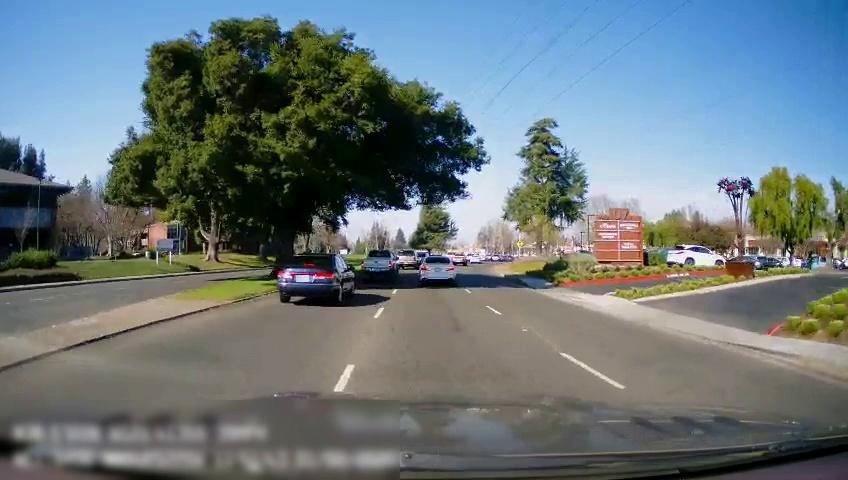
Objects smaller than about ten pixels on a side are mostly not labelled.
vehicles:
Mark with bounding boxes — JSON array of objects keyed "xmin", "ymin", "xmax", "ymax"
[
  {"xmin": 415, "ymin": 250, "xmax": 428, "ymax": 263},
  {"xmin": 397, "ymin": 251, "xmax": 419, "ymax": 270},
  {"xmin": 452, "ymin": 252, "xmax": 468, "ymax": 266},
  {"xmin": 360, "ymin": 250, "xmax": 400, "ymax": 280},
  {"xmin": 275, "ymin": 254, "xmax": 355, "ymax": 306},
  {"xmin": 418, "ymin": 255, "xmax": 456, "ymax": 286}
]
